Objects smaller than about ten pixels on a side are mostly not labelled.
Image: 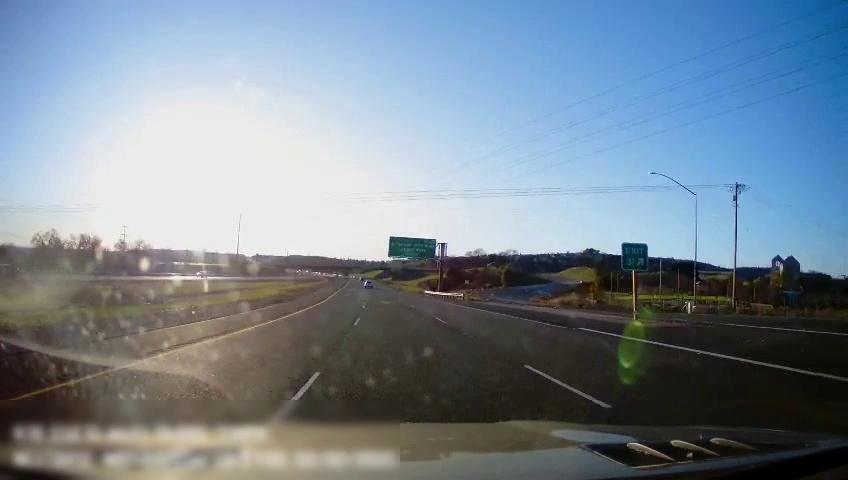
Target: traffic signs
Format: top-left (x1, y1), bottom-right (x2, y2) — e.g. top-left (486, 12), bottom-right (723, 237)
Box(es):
top-left (621, 242), bottom-right (649, 272)
top-left (387, 235), bottom-right (438, 259)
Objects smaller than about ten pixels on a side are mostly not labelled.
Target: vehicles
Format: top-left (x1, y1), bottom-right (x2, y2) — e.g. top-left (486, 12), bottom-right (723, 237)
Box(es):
top-left (196, 270), bottom-right (208, 278)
